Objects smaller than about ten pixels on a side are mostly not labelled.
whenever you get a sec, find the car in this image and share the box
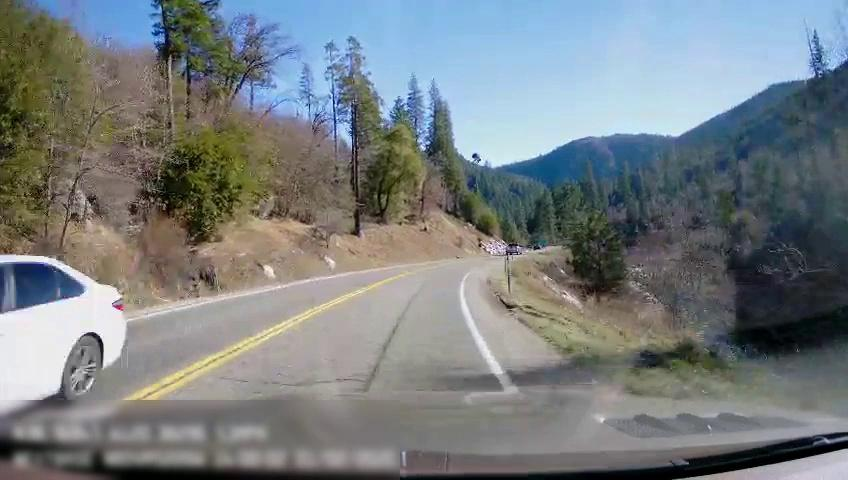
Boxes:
[0,253,127,417]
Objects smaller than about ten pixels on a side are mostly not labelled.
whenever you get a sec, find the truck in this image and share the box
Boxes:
[506,243,524,255]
